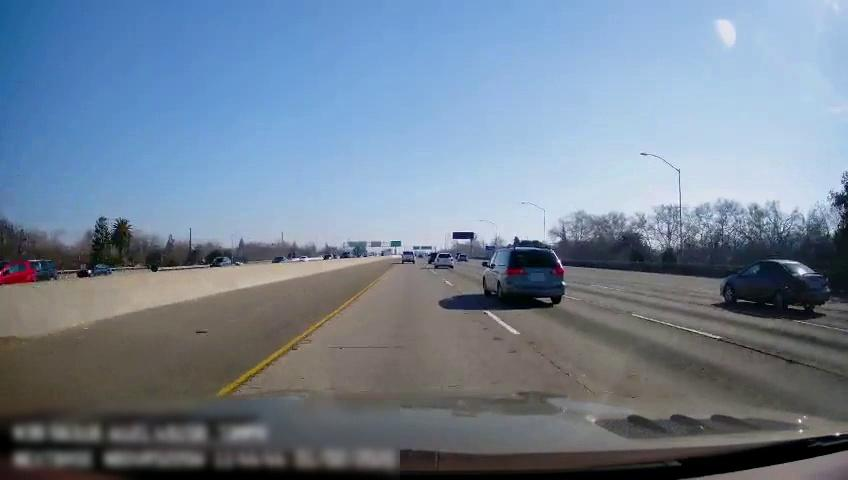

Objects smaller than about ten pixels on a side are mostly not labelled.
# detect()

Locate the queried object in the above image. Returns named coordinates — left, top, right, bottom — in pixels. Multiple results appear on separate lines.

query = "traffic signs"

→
left=390, top=240, right=402, bottom=248
left=347, top=241, right=359, bottom=247
left=370, top=241, right=382, bottom=248
left=420, top=245, right=433, bottom=250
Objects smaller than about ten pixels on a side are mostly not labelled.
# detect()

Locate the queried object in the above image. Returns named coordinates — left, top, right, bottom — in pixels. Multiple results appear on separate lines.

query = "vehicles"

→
left=24, top=258, right=59, bottom=282
left=433, top=251, right=454, bottom=269
left=76, top=263, right=113, bottom=279
left=400, top=251, right=417, bottom=265
left=209, top=256, right=233, bottom=269
left=480, top=246, right=568, bottom=306
left=719, top=258, right=832, bottom=315
left=271, top=256, right=288, bottom=264
left=0, top=259, right=38, bottom=286
left=427, top=252, right=438, bottom=264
